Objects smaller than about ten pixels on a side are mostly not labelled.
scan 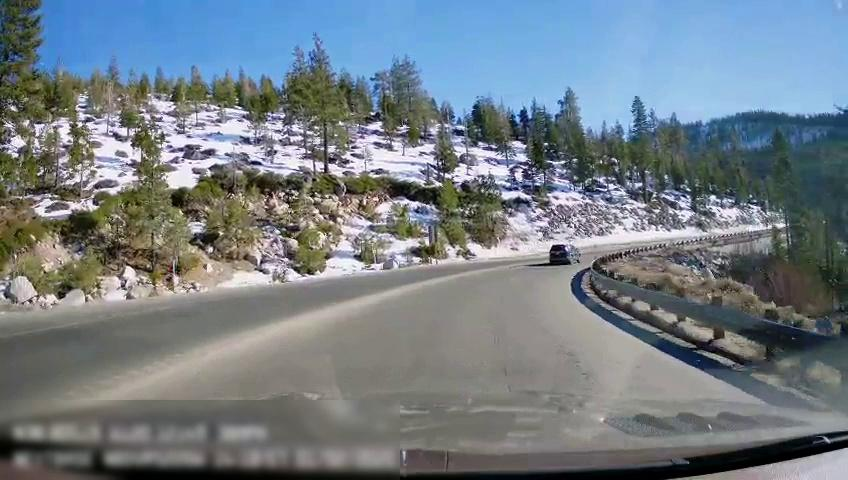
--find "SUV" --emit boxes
[549,243,584,265]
